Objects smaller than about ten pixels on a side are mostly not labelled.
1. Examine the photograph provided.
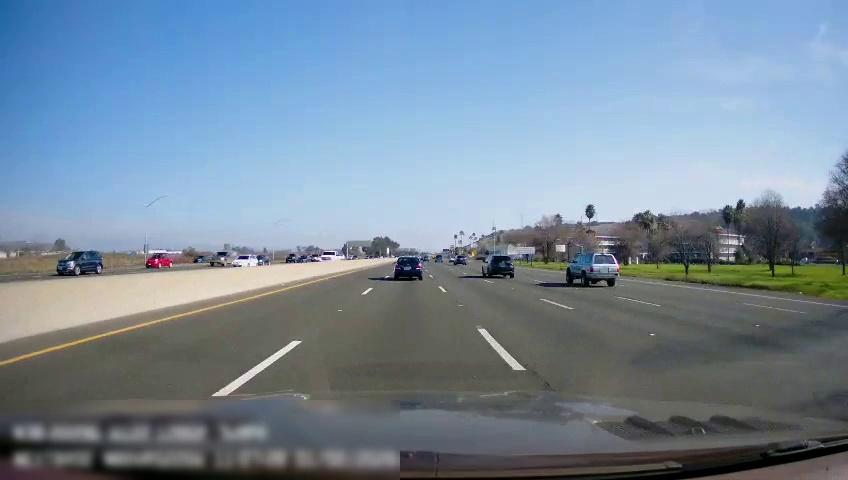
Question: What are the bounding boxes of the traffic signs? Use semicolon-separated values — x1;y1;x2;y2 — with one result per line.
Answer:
555;244;566;253
518;246;536;255
347;240;372;247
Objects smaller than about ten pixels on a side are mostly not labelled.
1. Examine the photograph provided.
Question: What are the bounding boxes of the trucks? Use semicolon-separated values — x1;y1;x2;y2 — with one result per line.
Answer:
320;250;345;262
209;251;237;267
285;253;300;264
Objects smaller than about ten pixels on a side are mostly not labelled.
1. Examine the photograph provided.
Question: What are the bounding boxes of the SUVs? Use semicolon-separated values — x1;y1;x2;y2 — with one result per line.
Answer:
481;255;515;279
565;251;621;287
393;257;423;281
453;254;468;266
56;250;105;277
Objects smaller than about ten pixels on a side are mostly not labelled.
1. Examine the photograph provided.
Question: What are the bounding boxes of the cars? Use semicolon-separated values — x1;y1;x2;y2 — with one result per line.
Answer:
192;255;208;264
231;254;259;269
145;252;174;269
308;253;324;263
297;254;312;263
256;254;271;266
